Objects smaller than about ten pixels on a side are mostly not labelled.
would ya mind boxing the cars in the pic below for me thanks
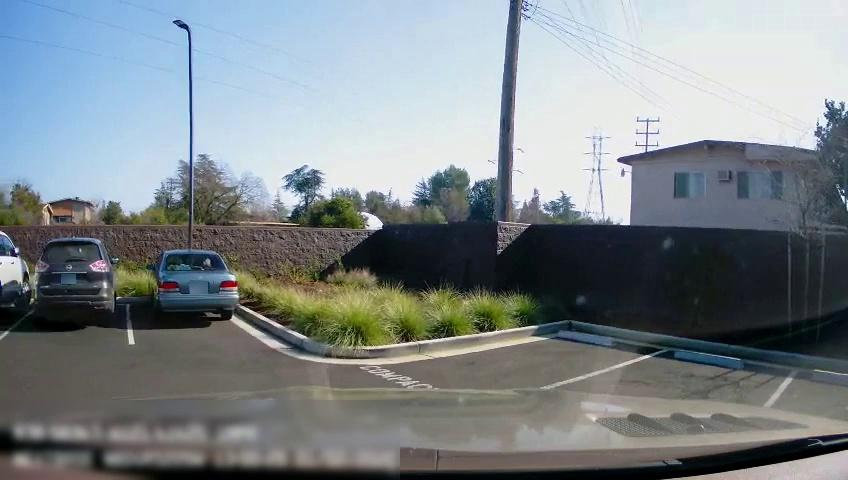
[146,249,239,321]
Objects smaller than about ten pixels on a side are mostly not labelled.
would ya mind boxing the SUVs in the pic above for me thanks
[33,238,121,324]
[0,231,32,310]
